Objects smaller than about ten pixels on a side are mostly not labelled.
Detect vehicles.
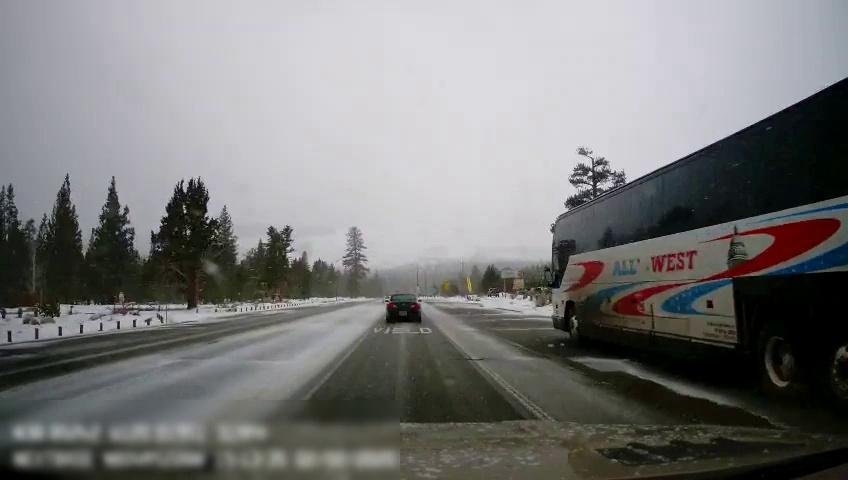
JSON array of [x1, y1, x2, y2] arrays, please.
[[487, 288, 500, 297], [384, 293, 423, 323], [544, 76, 848, 418]]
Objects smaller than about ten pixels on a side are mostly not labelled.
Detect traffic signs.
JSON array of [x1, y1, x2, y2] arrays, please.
[[501, 270, 518, 279]]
